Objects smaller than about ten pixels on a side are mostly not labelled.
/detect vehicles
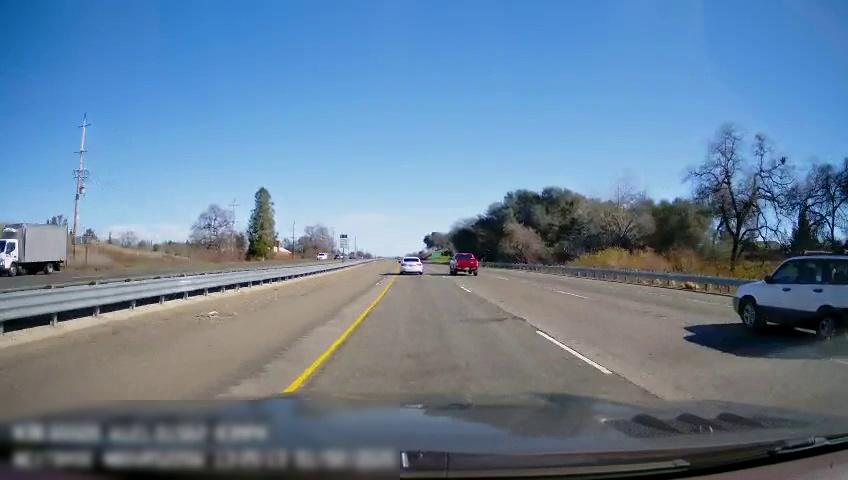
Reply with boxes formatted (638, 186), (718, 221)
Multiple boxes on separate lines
(399, 257), (424, 276)
(0, 223), (69, 278)
(732, 255), (848, 351)
(449, 253), (480, 276)
(316, 252), (330, 261)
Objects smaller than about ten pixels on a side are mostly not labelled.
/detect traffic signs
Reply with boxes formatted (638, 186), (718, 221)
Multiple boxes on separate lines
(340, 233), (349, 249)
